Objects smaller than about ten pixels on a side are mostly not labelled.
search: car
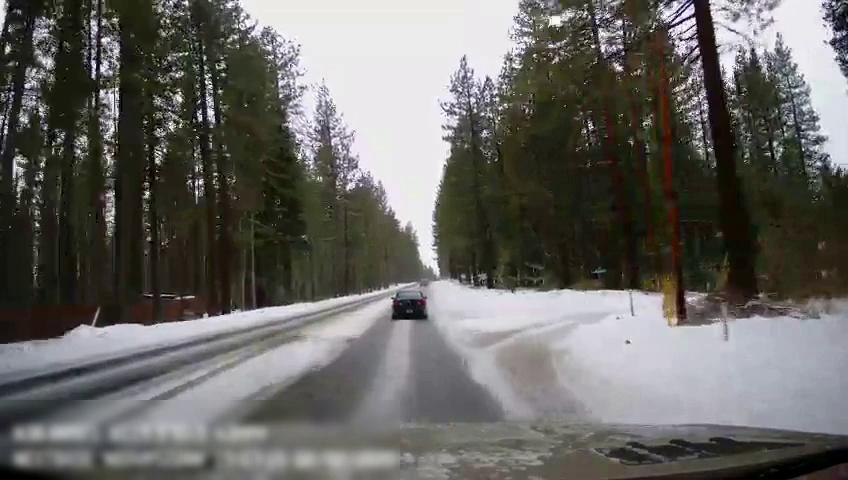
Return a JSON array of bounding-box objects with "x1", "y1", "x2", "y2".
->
[{"x1": 391, "y1": 289, "x2": 429, "y2": 319}]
